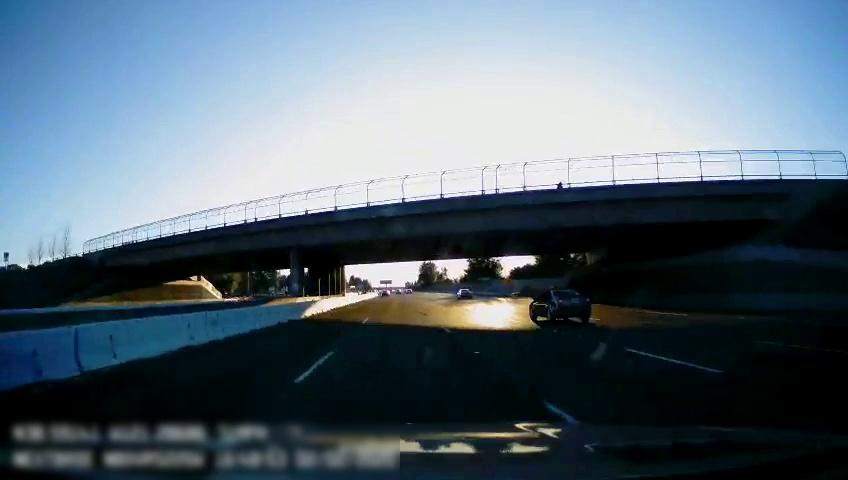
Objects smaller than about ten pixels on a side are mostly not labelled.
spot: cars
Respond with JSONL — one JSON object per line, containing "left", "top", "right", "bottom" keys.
{"left": 457, "top": 288, "right": 472, "bottom": 299}
{"left": 529, "top": 289, "right": 591, "bottom": 325}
